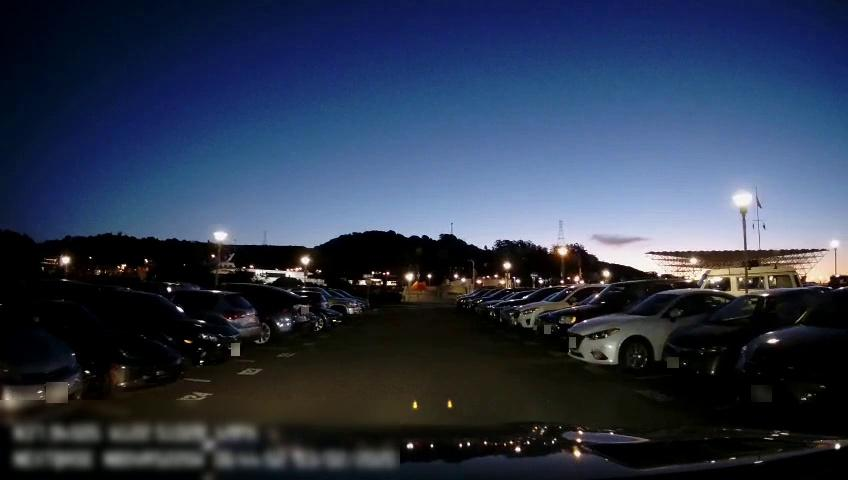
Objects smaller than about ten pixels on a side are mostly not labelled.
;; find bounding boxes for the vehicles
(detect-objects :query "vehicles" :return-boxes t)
[730,284,848,418]
[489,286,566,323]
[153,287,263,347]
[42,277,243,371]
[2,297,184,400]
[329,287,371,315]
[317,287,366,317]
[0,298,86,426]
[695,266,804,299]
[533,278,687,341]
[661,286,833,384]
[271,289,330,316]
[566,287,738,375]
[203,281,314,346]
[825,274,848,291]
[302,301,345,333]
[288,285,363,318]
[498,290,563,328]
[510,283,610,329]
